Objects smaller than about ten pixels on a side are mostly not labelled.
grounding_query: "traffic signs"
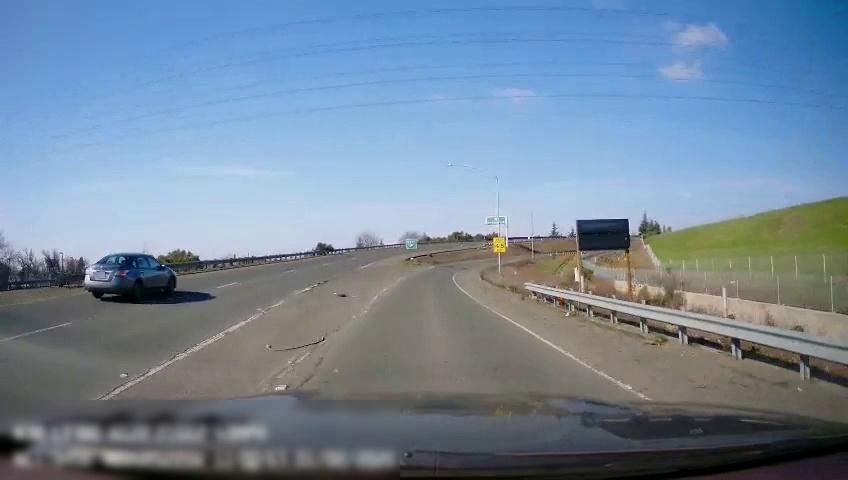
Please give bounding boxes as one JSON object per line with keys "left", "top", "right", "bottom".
{"left": 492, "top": 236, "right": 507, "bottom": 254}
{"left": 405, "top": 239, "right": 418, "bottom": 250}
{"left": 485, "top": 214, "right": 506, "bottom": 226}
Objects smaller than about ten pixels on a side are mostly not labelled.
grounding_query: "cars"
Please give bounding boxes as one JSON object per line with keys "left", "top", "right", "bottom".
{"left": 83, "top": 252, "right": 178, "bottom": 301}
